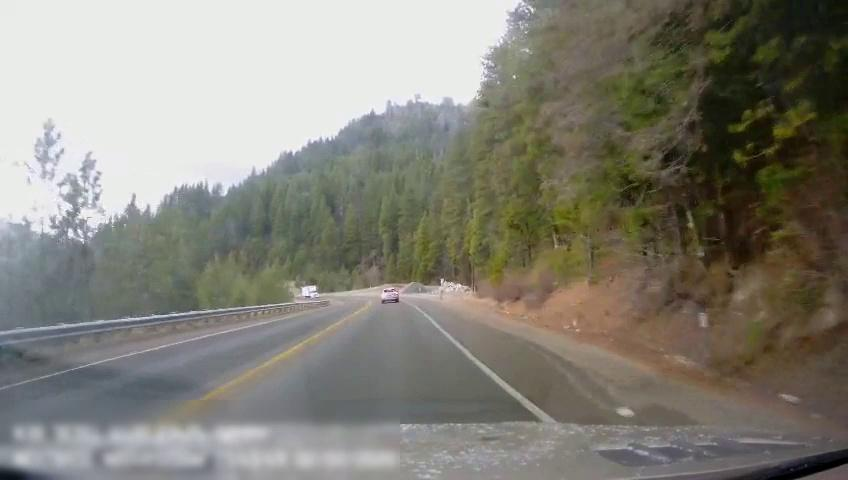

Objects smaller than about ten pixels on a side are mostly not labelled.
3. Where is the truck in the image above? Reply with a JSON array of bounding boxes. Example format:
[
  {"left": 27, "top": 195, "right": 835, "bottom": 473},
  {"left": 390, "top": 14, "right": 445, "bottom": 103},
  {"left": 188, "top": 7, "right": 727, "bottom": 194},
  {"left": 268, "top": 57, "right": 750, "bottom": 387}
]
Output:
[{"left": 301, "top": 285, "right": 320, "bottom": 299}]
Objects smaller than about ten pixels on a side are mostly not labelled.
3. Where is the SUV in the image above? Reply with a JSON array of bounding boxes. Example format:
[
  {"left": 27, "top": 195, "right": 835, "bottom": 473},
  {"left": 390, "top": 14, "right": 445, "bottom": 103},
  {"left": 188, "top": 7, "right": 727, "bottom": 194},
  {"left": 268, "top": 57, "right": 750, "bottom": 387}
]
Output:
[{"left": 381, "top": 287, "right": 400, "bottom": 303}]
